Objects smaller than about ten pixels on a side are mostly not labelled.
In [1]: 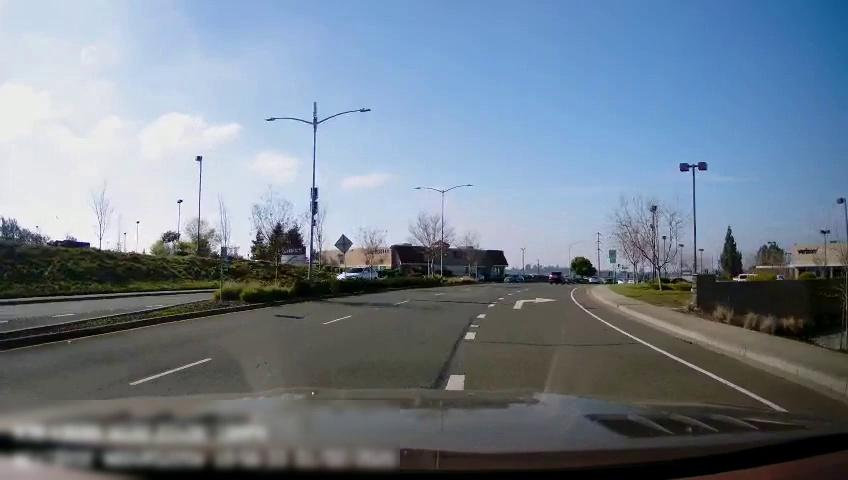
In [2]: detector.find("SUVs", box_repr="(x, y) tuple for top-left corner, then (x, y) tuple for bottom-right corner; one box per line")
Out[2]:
(548, 270), (570, 286)
(589, 276), (603, 285)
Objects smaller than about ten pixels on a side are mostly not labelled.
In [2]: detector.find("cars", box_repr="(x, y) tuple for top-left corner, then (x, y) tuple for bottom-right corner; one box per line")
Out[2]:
(503, 273), (526, 283)
(336, 266), (378, 281)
